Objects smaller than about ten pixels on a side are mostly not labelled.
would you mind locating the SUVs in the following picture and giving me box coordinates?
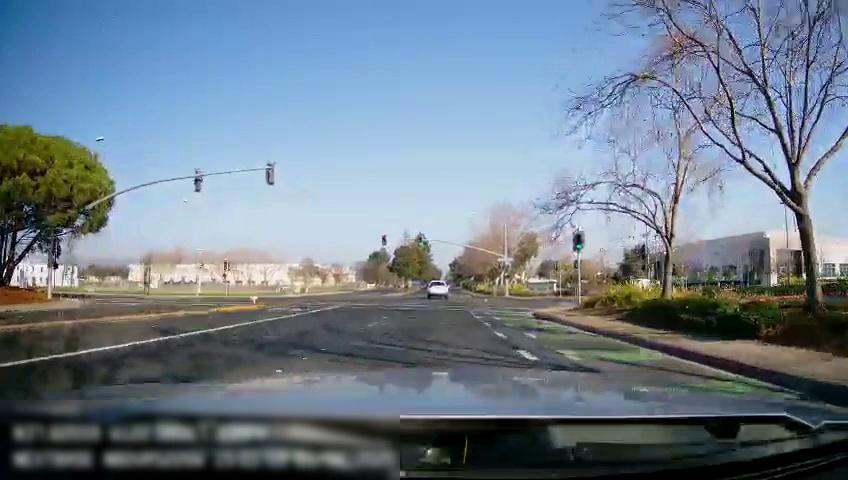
[426,279,449,300]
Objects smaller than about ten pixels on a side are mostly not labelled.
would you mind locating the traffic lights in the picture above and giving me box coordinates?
[574,231,586,252]
[639,247,645,259]
[265,160,276,186]
[192,168,202,193]
[224,260,230,274]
